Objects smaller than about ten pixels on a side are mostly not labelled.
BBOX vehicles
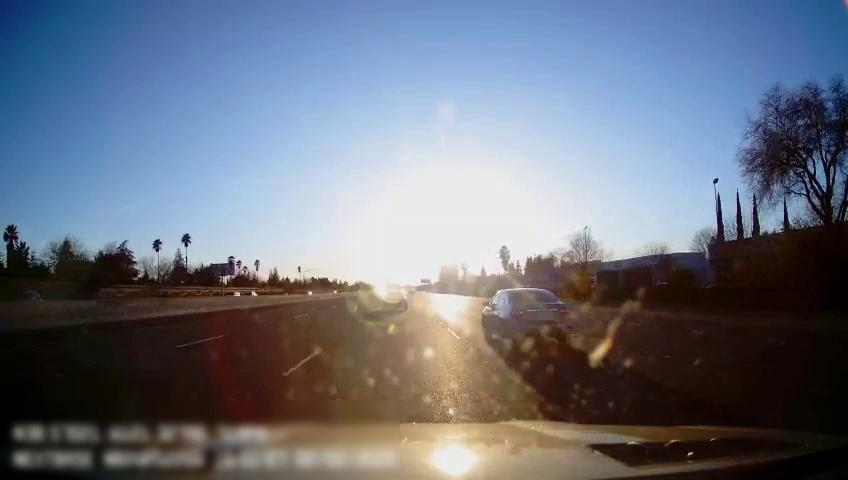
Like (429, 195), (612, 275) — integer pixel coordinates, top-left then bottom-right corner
(381, 290), (409, 311)
(244, 291), (258, 297)
(225, 291), (241, 297)
(480, 287), (574, 351)
(9, 289), (42, 303)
